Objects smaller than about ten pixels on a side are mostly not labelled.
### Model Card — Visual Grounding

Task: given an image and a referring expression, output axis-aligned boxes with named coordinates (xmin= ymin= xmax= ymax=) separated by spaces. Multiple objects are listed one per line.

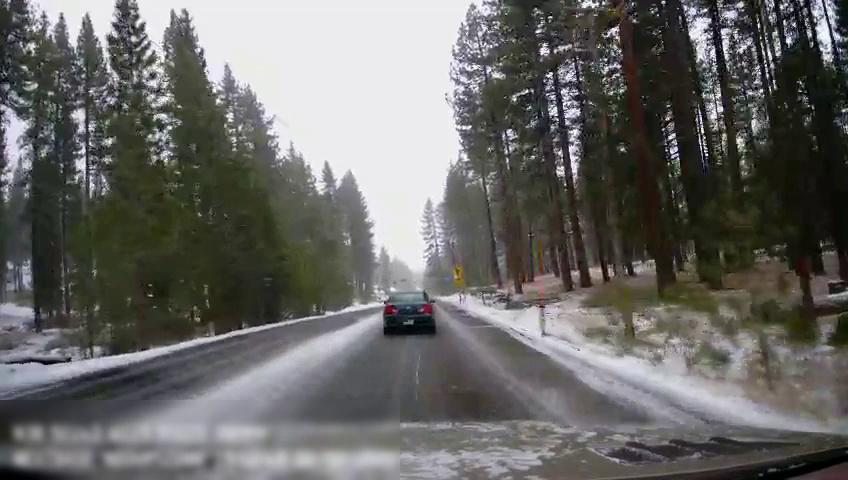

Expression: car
xmin=382 ymin=292 xmax=438 ymax=337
